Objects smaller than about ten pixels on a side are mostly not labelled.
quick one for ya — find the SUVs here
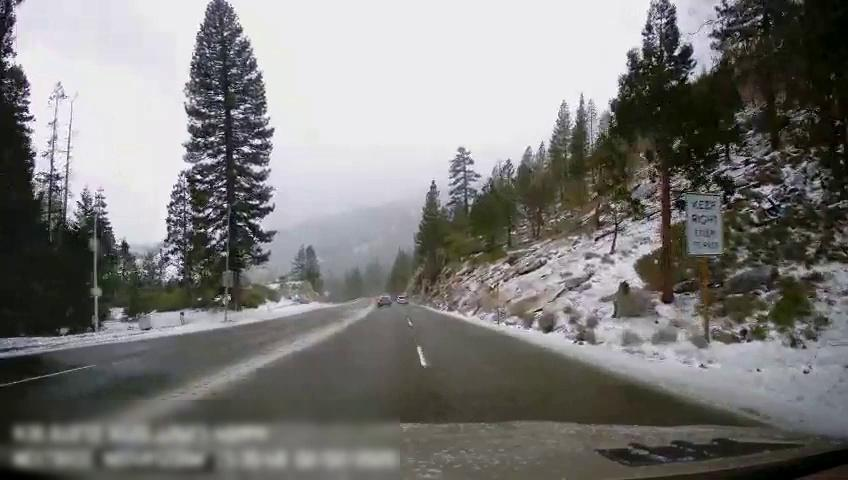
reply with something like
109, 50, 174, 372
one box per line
396, 294, 408, 305
377, 295, 392, 308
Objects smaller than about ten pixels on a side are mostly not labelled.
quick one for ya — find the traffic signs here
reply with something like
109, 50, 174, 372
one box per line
685, 190, 725, 257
